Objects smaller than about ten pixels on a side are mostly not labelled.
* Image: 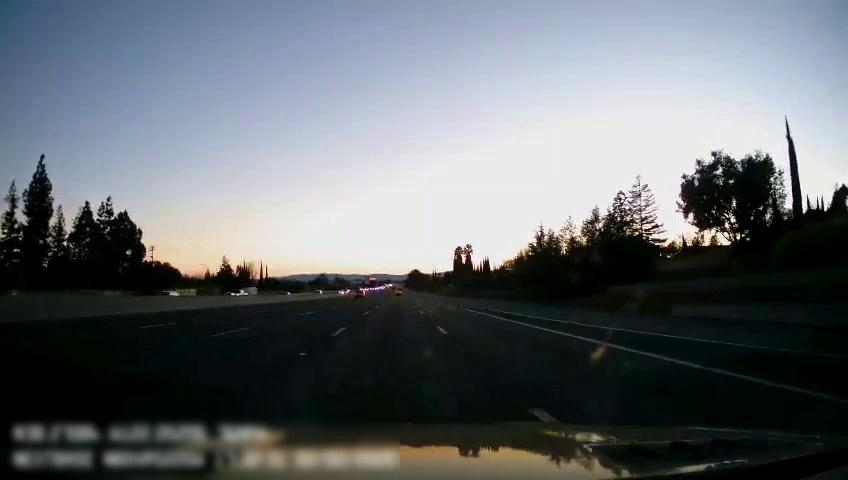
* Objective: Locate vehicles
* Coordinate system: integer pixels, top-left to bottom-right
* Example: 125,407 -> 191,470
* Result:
312,290 -> 323,295
159,291 -> 180,298
354,289 -> 366,299
231,288 -> 258,297
281,292 -> 292,296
